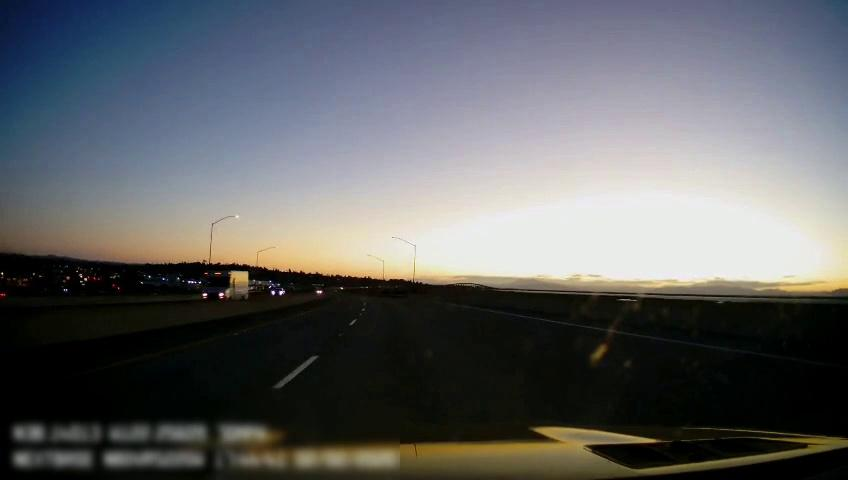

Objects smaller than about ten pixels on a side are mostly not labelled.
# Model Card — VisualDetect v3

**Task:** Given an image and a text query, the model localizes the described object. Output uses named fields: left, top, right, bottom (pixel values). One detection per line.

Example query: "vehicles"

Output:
left=201, top=270, right=249, bottom=302
left=270, top=287, right=286, bottom=296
